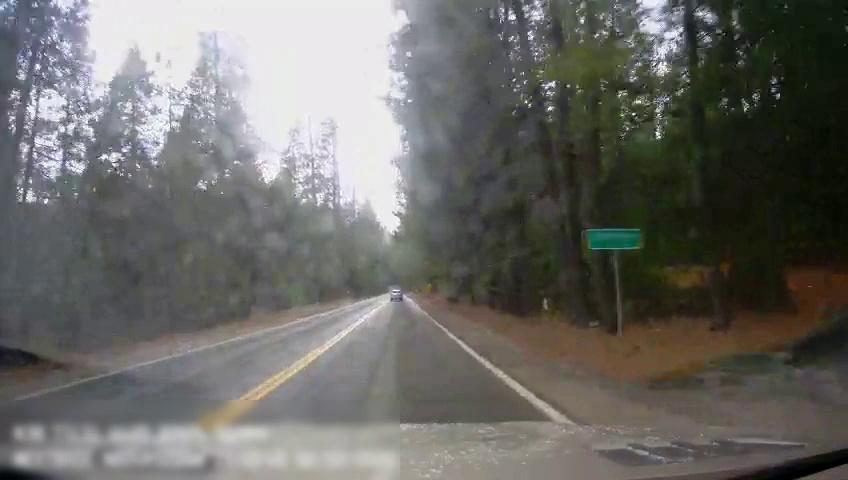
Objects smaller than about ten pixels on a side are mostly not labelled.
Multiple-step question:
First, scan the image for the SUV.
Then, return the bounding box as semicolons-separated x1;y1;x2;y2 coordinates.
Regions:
389;289;404;301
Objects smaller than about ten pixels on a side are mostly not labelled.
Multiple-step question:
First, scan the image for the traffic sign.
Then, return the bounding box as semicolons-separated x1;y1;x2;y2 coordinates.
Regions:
586;227;644;252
